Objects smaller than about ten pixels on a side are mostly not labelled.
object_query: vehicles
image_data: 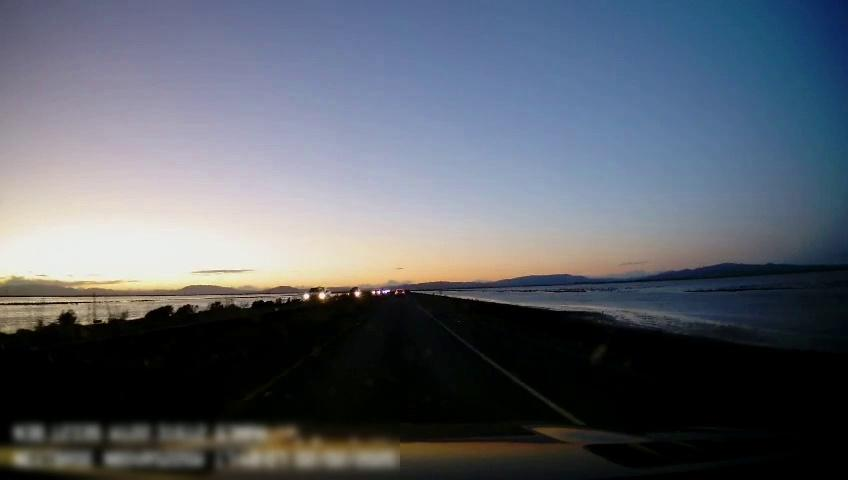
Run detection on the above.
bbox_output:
[302,287,335,305]
[345,286,363,299]
[394,288,405,296]
[370,289,382,297]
